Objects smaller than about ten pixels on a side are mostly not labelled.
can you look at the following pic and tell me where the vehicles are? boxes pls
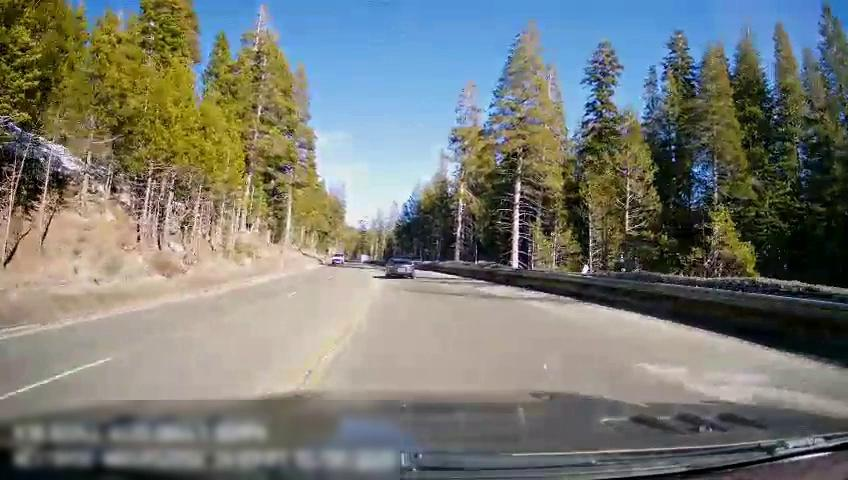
[331,253,345,265]
[385,257,416,279]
